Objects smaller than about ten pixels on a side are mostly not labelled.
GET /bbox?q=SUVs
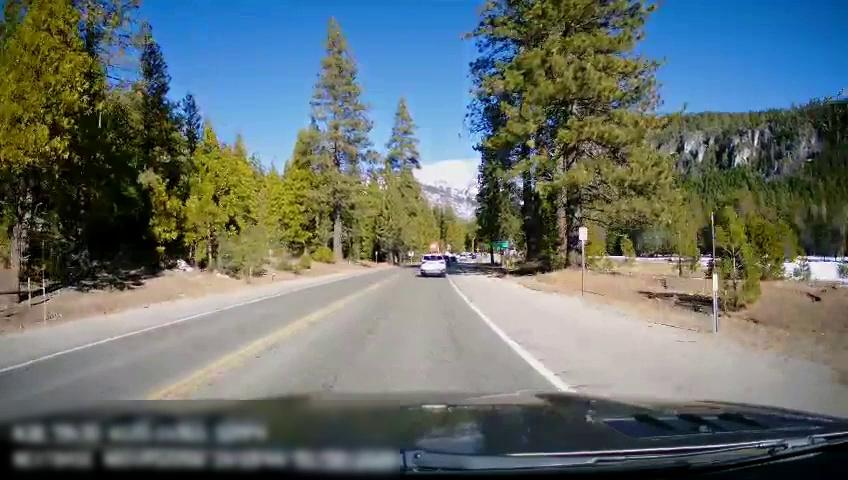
[418,253,447,278]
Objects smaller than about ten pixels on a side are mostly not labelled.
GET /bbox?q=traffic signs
[578,226,588,241]
[495,240,512,249]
